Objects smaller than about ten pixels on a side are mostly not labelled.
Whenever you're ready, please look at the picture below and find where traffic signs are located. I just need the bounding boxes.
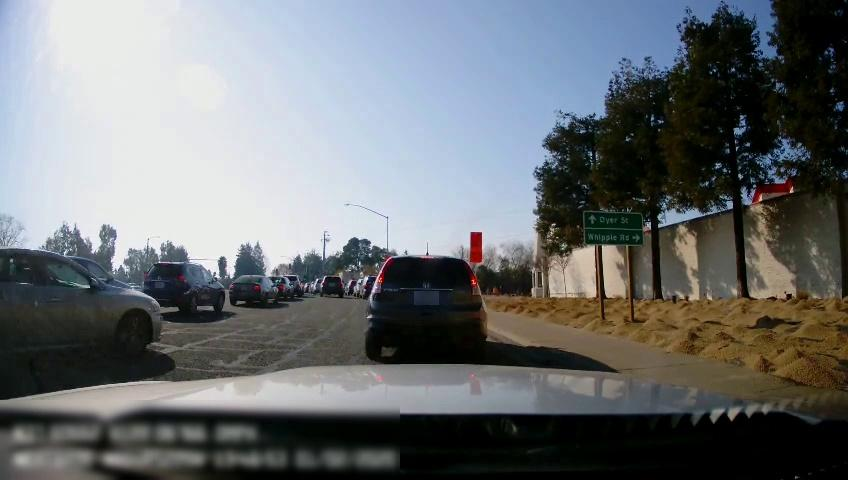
[588,211,650,245]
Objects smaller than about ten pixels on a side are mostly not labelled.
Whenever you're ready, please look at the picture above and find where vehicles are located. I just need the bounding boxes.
[0,247,161,367]
[267,276,296,301]
[142,261,226,319]
[359,276,376,300]
[365,254,490,365]
[339,271,358,282]
[285,275,304,298]
[312,278,323,294]
[68,256,135,290]
[228,275,281,306]
[345,279,356,296]
[319,275,345,299]
[351,279,364,297]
